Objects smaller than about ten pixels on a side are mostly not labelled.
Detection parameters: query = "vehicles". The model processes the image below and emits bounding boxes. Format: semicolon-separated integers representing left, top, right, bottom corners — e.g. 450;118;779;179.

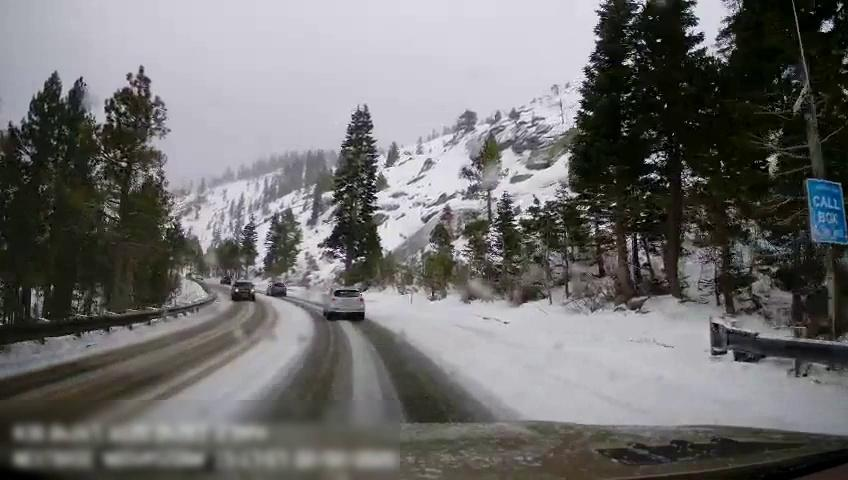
266;281;287;297
320;286;365;321
219;276;231;285
230;281;256;301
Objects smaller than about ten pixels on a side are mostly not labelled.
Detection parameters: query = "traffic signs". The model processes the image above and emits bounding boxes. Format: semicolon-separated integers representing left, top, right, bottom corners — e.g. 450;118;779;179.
806;178;848;244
